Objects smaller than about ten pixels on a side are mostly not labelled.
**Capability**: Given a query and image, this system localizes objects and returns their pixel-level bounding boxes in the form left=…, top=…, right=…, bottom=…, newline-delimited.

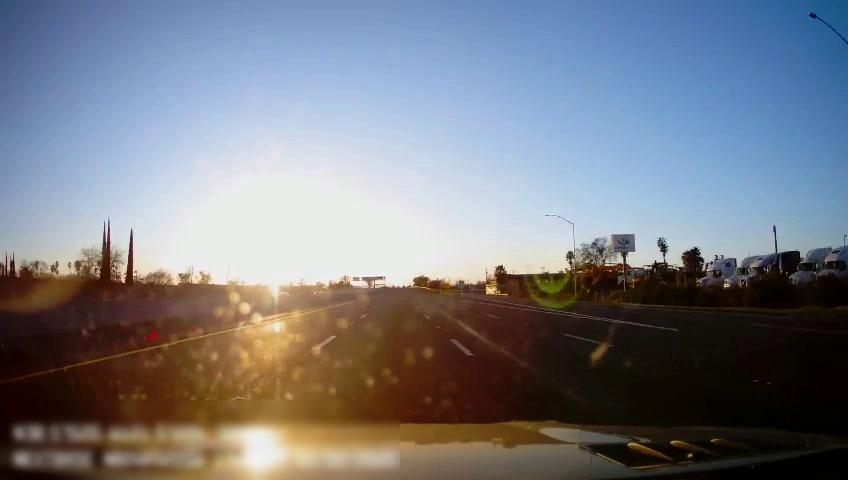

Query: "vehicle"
left=274, top=292, right=290, bottom=298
